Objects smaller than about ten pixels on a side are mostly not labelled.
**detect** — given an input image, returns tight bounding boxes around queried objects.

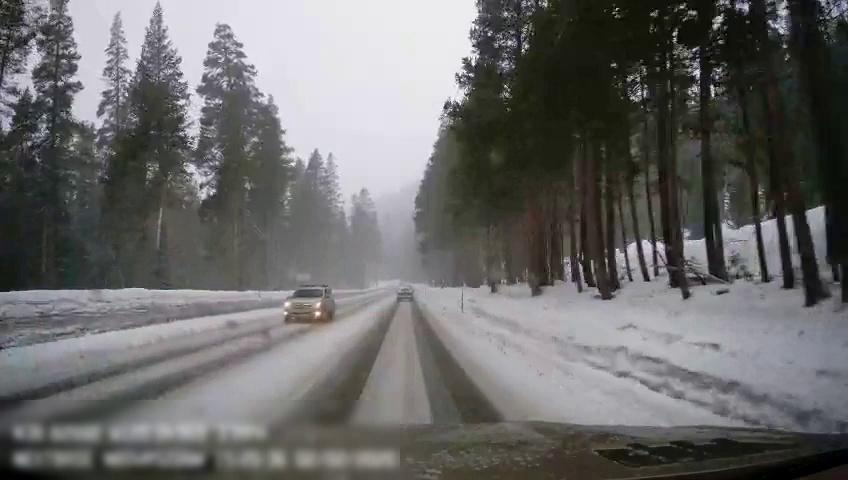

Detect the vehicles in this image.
[396,285,414,301]
[283,285,336,325]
